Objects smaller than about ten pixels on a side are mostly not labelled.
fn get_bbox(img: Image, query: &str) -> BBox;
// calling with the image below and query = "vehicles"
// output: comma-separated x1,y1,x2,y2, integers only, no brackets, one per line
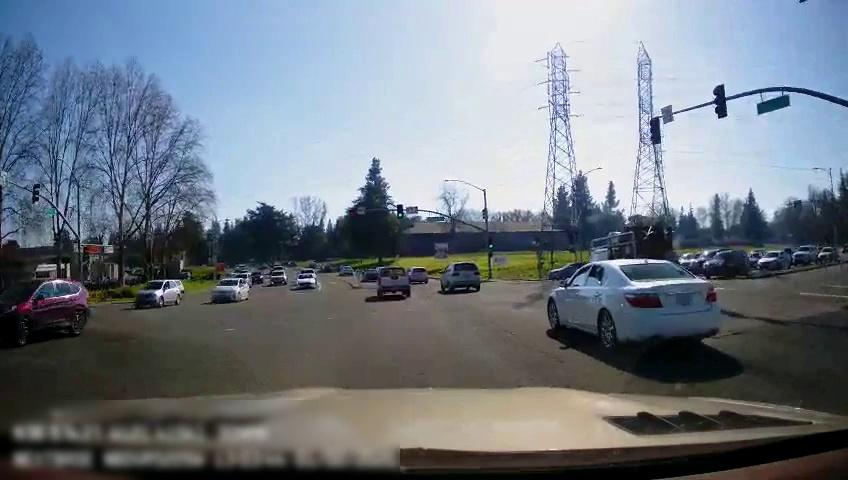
591,223,674,264
406,265,429,284
135,279,185,308
678,251,701,267
546,258,723,354
376,266,411,298
268,269,288,286
362,267,379,282
702,249,753,280
547,261,582,281
792,245,819,266
300,267,315,274
0,276,91,349
250,272,265,286
295,273,318,289
757,248,794,270
338,264,355,276
438,262,481,293
817,246,841,264
234,272,253,288
688,248,728,273
748,248,764,267
212,277,249,303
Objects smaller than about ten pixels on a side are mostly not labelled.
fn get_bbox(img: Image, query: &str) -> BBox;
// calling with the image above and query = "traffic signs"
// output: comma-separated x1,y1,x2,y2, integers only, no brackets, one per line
428,215,449,225
405,205,418,215
355,205,369,217
755,94,791,116
660,103,675,126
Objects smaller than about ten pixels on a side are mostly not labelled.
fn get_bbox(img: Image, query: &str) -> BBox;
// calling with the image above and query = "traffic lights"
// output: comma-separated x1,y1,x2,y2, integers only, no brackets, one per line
488,238,496,251
31,182,42,204
481,208,489,222
396,203,404,219
712,84,729,120
649,115,661,147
